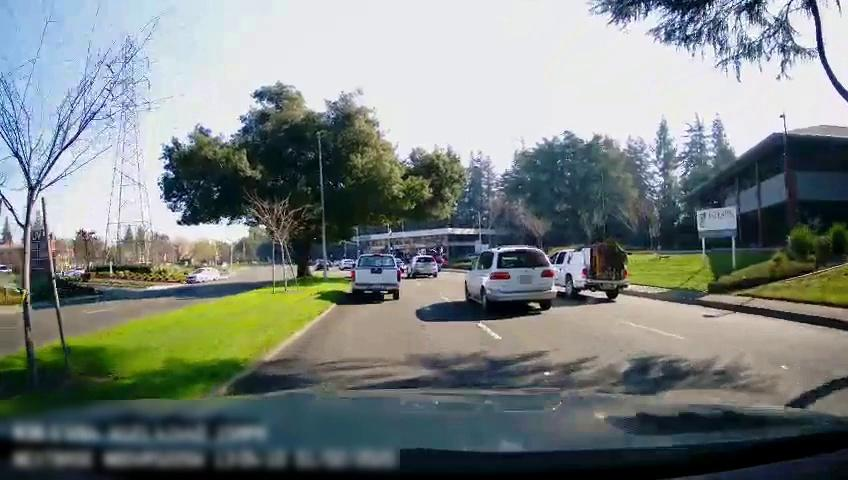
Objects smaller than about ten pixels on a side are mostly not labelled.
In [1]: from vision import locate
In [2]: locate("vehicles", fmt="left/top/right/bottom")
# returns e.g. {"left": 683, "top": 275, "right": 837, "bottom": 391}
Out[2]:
{"left": 351, "top": 253, "right": 402, "bottom": 300}
{"left": 314, "top": 258, "right": 330, "bottom": 272}
{"left": 462, "top": 244, "right": 557, "bottom": 314}
{"left": 185, "top": 266, "right": 222, "bottom": 284}
{"left": 339, "top": 258, "right": 355, "bottom": 271}
{"left": 547, "top": 245, "right": 632, "bottom": 300}
{"left": 405, "top": 254, "right": 439, "bottom": 279}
